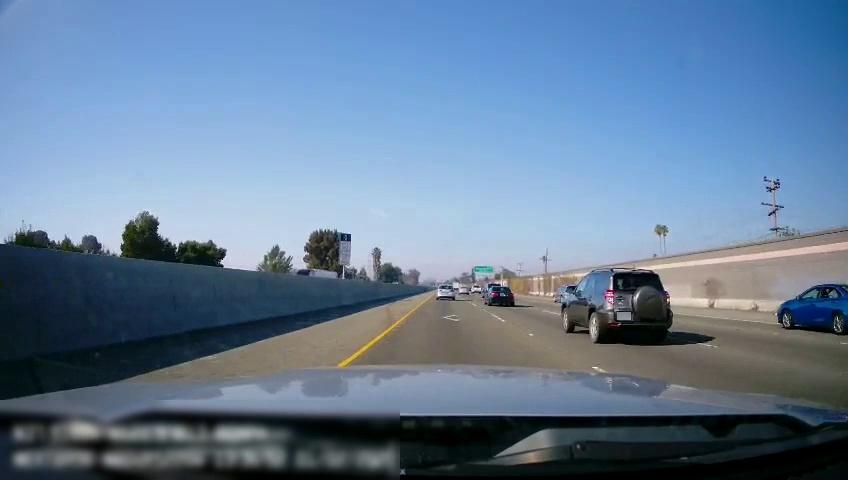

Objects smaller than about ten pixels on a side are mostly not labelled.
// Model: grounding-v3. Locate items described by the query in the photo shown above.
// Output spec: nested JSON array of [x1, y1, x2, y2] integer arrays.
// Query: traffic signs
[[474, 265, 495, 273], [338, 232, 352, 266]]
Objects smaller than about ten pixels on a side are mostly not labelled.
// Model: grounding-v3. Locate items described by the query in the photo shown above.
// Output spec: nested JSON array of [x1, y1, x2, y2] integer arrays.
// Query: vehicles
[[776, 284, 848, 336], [481, 283, 501, 298], [560, 267, 674, 344], [471, 285, 482, 294], [435, 284, 456, 301], [295, 269, 337, 282], [483, 286, 515, 306], [553, 285, 570, 303], [458, 286, 470, 295]]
